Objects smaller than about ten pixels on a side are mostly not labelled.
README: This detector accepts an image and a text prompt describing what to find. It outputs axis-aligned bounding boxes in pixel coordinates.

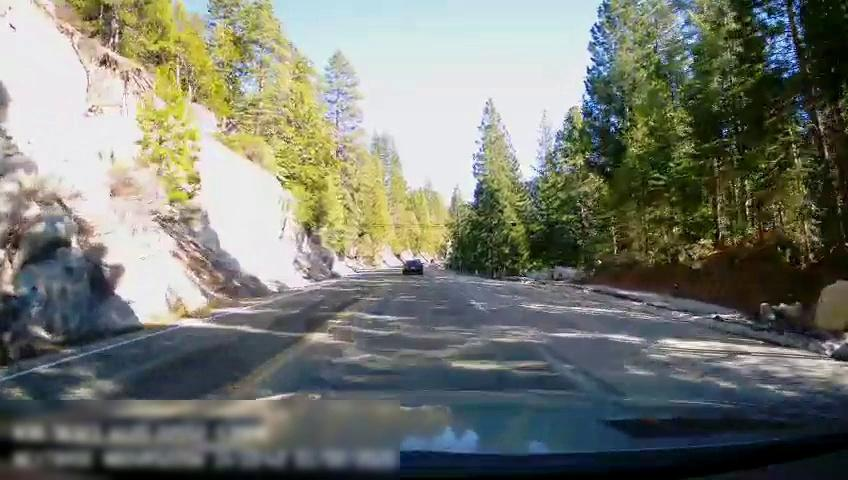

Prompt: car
[402,257,425,275]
